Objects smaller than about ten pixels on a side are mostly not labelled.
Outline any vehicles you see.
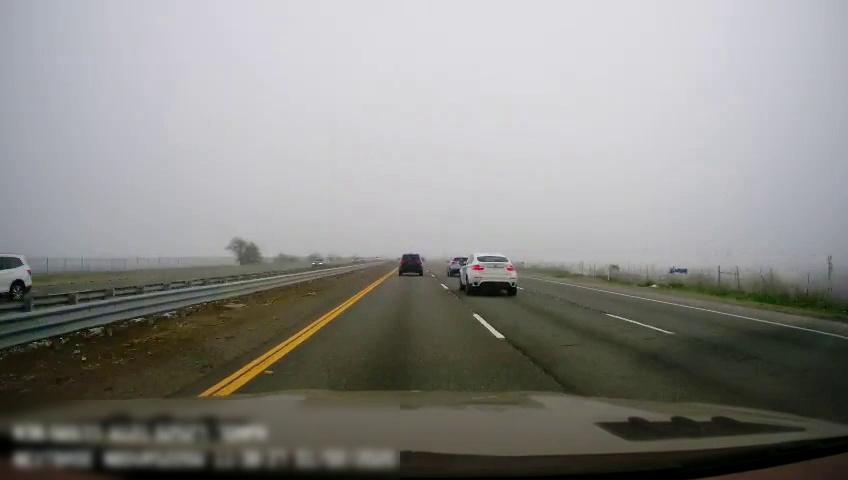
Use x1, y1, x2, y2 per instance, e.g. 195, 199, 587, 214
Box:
458, 253, 518, 297
310, 258, 328, 268
397, 253, 425, 277
445, 256, 471, 277
0, 252, 33, 302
